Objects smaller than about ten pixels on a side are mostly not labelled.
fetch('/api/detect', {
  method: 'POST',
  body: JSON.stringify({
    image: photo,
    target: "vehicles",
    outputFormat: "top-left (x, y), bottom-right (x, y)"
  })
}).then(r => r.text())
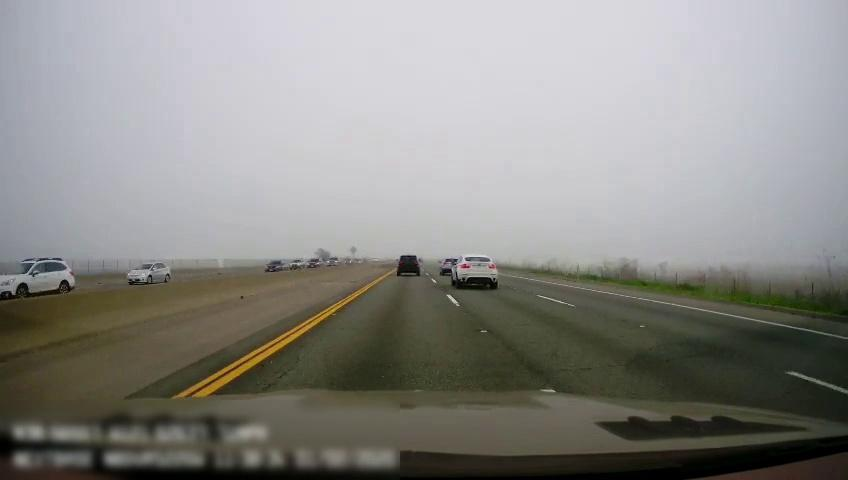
top-left (325, 257), bottom-right (341, 267)
top-left (451, 255), bottom-right (500, 290)
top-left (127, 261), bottom-right (172, 286)
top-left (438, 257), bottom-right (462, 277)
top-left (395, 255), bottom-right (422, 277)
top-left (306, 257), bottom-right (325, 269)
top-left (288, 258), bottom-right (305, 271)
top-left (0, 257), bottom-right (76, 300)
top-left (264, 260), bottom-right (288, 274)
